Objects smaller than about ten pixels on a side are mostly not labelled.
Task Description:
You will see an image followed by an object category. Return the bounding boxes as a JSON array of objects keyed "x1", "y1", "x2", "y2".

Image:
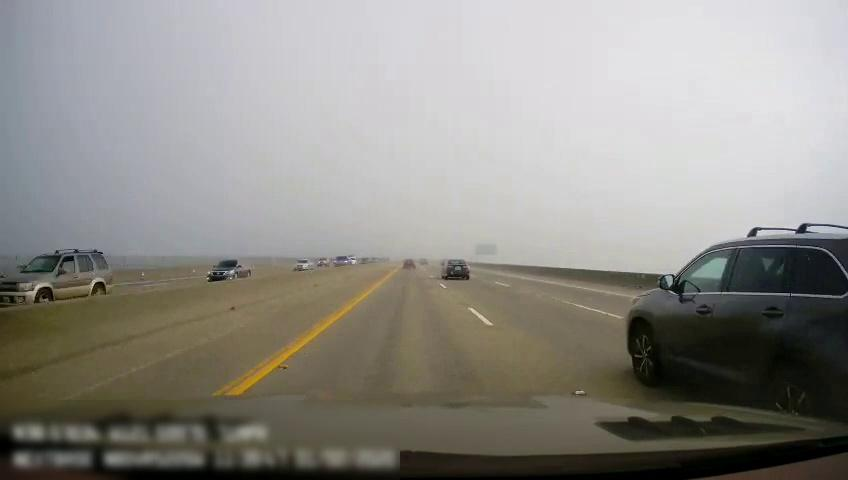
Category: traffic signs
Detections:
[{"x1": 475, "y1": 243, "x2": 498, "y2": 256}]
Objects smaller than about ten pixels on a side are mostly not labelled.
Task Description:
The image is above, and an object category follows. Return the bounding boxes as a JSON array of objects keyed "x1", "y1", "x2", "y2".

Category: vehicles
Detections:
[
  {"x1": 293, "y1": 259, "x2": 316, "y2": 272},
  {"x1": 206, "y1": 258, "x2": 253, "y2": 283},
  {"x1": 316, "y1": 257, "x2": 331, "y2": 268},
  {"x1": 348, "y1": 257, "x2": 362, "y2": 266},
  {"x1": 403, "y1": 258, "x2": 415, "y2": 268},
  {"x1": 623, "y1": 220, "x2": 848, "y2": 424},
  {"x1": 332, "y1": 256, "x2": 354, "y2": 267},
  {"x1": 0, "y1": 247, "x2": 115, "y2": 310},
  {"x1": 440, "y1": 258, "x2": 471, "y2": 280}
]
